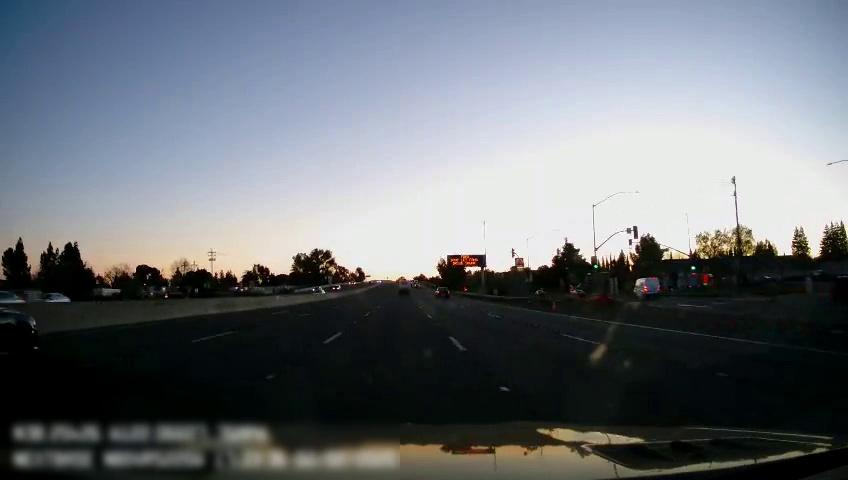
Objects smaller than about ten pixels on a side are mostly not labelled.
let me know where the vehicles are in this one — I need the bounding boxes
[534,290,545,297]
[0,292,27,304]
[398,280,411,294]
[0,304,40,367]
[435,287,450,298]
[33,293,71,304]
[311,289,326,294]
[571,289,586,298]
[830,276,848,308]
[633,277,661,298]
